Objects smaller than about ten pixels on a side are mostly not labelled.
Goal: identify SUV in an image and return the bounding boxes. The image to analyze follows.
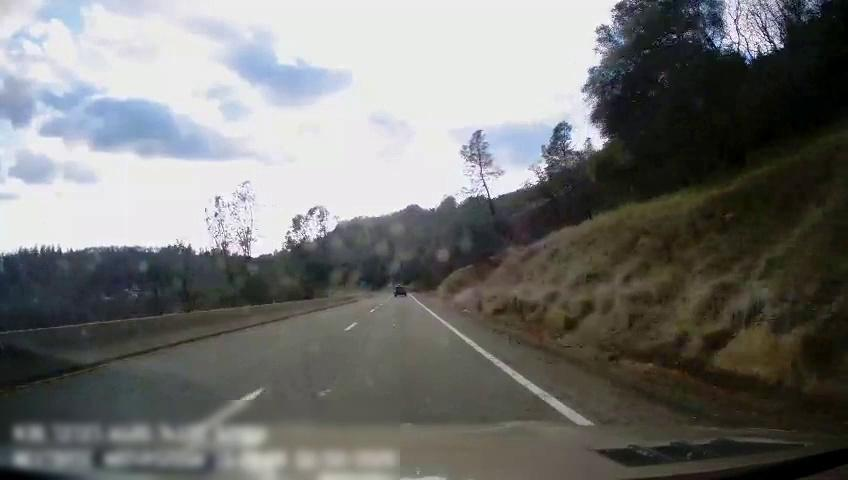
[394,285,407,298]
